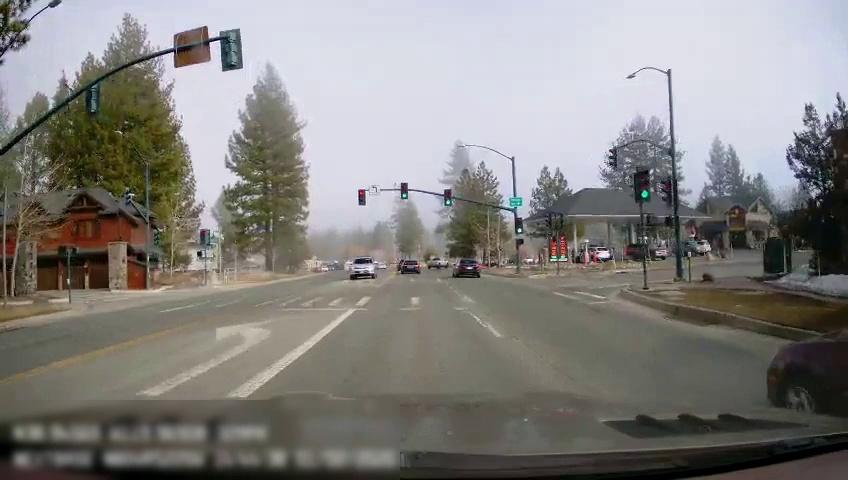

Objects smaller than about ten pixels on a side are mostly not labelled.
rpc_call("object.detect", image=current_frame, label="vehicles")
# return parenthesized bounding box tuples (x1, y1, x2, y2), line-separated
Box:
(685, 238, 712, 257)
(453, 257, 480, 279)
(349, 257, 377, 280)
(426, 256, 448, 270)
(398, 258, 420, 275)
(668, 240, 698, 257)
(764, 335, 848, 409)
(588, 246, 611, 264)
(623, 241, 668, 262)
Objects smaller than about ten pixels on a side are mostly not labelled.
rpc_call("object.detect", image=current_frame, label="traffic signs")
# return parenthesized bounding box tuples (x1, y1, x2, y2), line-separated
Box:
(510, 196, 523, 208)
(369, 186, 382, 197)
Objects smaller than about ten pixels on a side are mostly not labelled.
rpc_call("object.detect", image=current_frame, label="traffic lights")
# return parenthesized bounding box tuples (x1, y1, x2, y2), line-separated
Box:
(608, 147, 618, 169)
(217, 28, 243, 73)
(443, 187, 453, 208)
(87, 80, 101, 114)
(515, 217, 524, 235)
(199, 230, 205, 246)
(153, 229, 160, 249)
(637, 169, 651, 203)
(206, 230, 211, 246)
(357, 189, 366, 206)
(660, 179, 671, 203)
(400, 181, 409, 200)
